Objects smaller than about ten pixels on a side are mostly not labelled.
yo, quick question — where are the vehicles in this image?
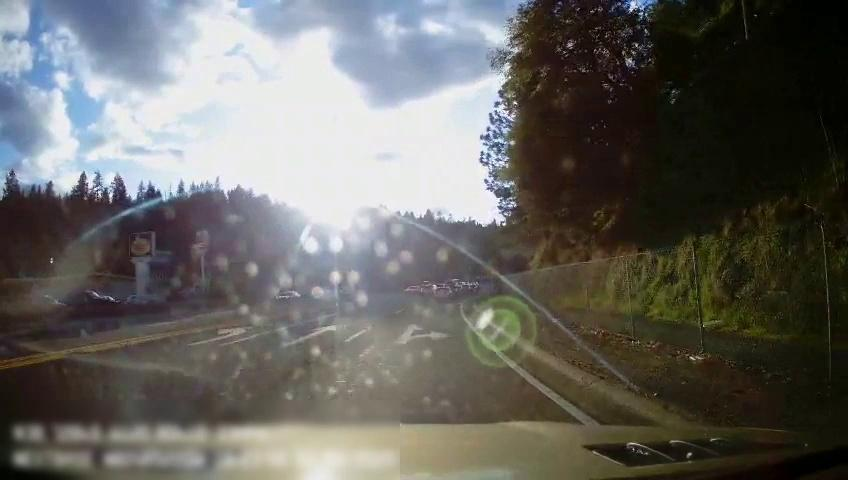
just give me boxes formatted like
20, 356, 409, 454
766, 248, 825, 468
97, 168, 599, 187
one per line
276, 290, 300, 300
420, 285, 437, 296
433, 286, 453, 299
